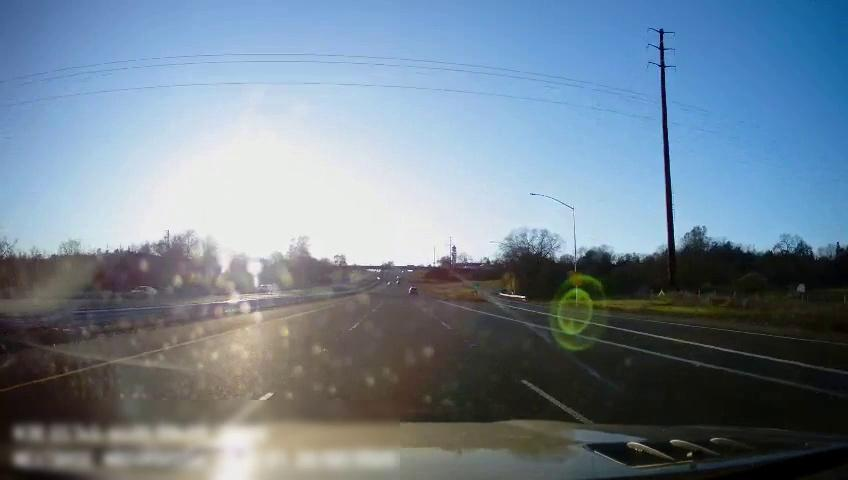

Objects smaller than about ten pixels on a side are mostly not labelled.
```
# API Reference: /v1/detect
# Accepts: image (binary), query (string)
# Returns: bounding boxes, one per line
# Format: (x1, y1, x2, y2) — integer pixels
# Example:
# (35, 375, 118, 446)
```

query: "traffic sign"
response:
(572, 272, 582, 286)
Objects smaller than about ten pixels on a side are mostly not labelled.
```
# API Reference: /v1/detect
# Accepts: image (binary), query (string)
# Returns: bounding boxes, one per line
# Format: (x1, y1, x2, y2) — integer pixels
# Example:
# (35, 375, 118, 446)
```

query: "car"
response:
(128, 286, 157, 300)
